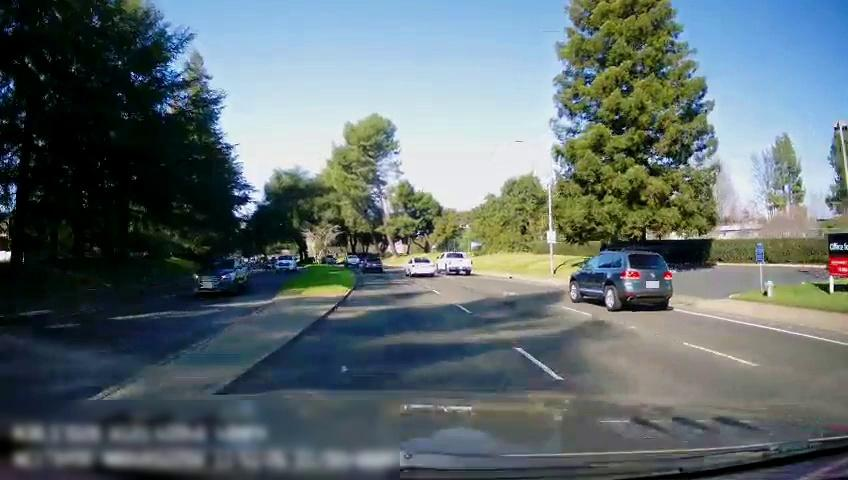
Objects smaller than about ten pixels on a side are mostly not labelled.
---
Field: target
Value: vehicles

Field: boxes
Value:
[435,251,472,276]
[344,254,360,267]
[275,255,297,273]
[568,249,674,312]
[362,255,382,272]
[263,256,278,272]
[404,257,435,278]
[192,256,248,299]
